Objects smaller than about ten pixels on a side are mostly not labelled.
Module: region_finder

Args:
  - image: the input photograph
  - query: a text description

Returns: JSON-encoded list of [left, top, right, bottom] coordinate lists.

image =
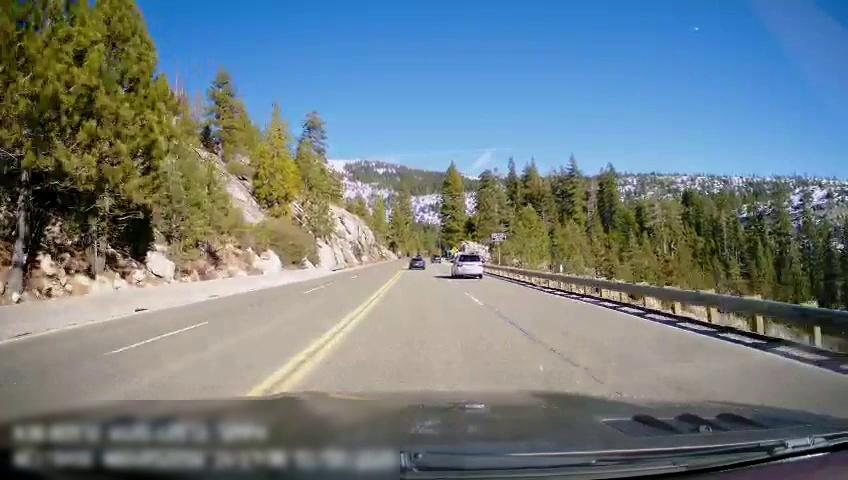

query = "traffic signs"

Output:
[[490, 232, 507, 242]]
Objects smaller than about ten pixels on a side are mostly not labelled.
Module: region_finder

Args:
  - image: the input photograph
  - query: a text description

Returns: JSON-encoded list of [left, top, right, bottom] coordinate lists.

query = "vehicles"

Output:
[[450, 253, 485, 279], [408, 257, 425, 271], [431, 255, 442, 264]]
